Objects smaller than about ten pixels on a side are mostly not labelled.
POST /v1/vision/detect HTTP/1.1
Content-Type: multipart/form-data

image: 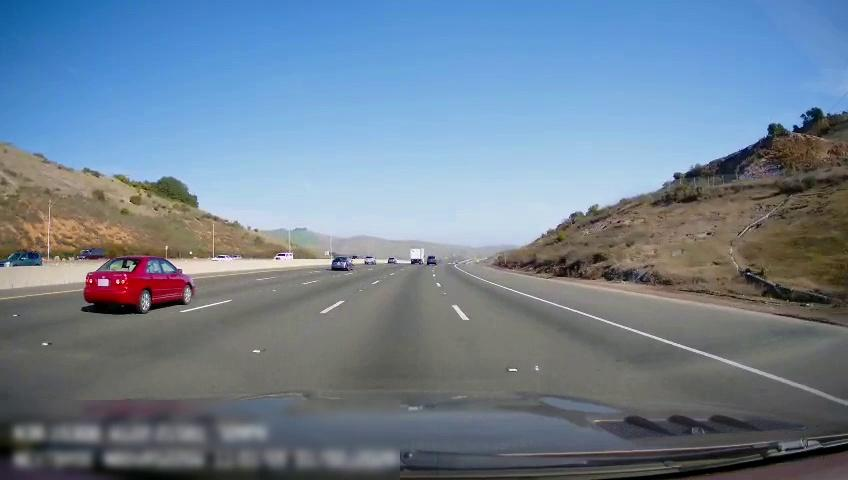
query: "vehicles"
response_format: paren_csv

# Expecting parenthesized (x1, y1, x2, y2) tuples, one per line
(0, 251, 42, 268)
(331, 255, 354, 271)
(410, 247, 425, 265)
(76, 248, 105, 260)
(83, 255, 196, 315)
(213, 255, 233, 261)
(274, 252, 294, 260)
(364, 255, 377, 265)
(426, 255, 438, 266)
(230, 255, 242, 260)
